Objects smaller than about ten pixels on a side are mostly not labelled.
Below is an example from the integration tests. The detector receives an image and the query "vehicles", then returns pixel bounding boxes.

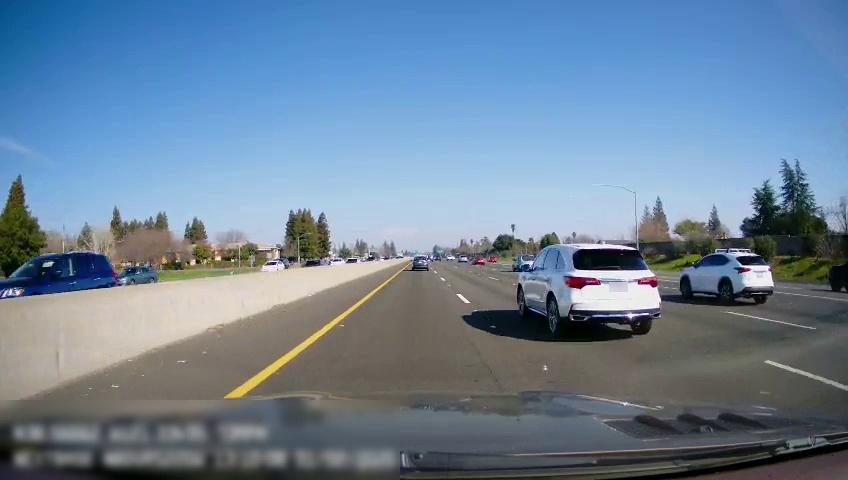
[516,244,662,340]
[117,267,160,288]
[471,256,487,267]
[330,258,345,265]
[0,253,118,300]
[511,254,534,271]
[678,253,775,307]
[300,259,327,268]
[259,260,285,273]
[410,254,431,272]
[827,262,848,292]
[343,257,361,264]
